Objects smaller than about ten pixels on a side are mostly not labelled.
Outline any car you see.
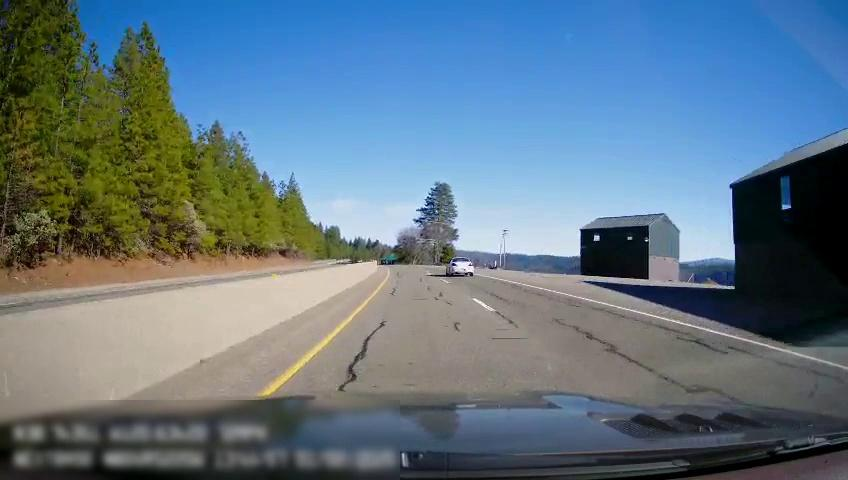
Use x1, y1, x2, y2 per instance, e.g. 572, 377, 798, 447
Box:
447, 256, 474, 277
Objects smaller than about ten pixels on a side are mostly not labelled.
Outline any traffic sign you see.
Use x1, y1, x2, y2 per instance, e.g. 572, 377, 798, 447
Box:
386, 255, 398, 261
